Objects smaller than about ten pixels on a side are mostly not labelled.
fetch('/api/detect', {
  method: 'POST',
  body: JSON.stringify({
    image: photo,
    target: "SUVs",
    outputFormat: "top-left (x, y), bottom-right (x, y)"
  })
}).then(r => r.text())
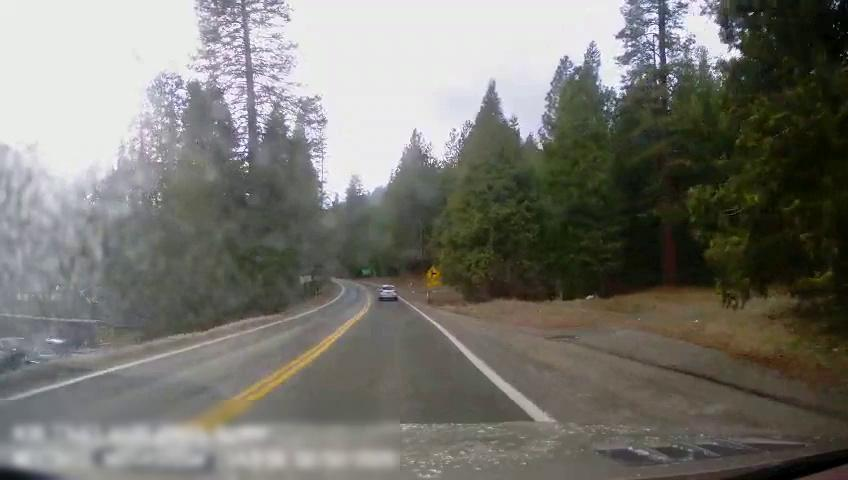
top-left (378, 284), bottom-right (398, 301)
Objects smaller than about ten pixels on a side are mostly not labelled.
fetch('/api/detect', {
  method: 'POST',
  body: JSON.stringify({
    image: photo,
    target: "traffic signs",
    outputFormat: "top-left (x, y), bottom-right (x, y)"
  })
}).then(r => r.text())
top-left (425, 264), bottom-right (442, 282)
top-left (425, 280), bottom-right (441, 288)
top-left (361, 269), bottom-right (373, 276)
